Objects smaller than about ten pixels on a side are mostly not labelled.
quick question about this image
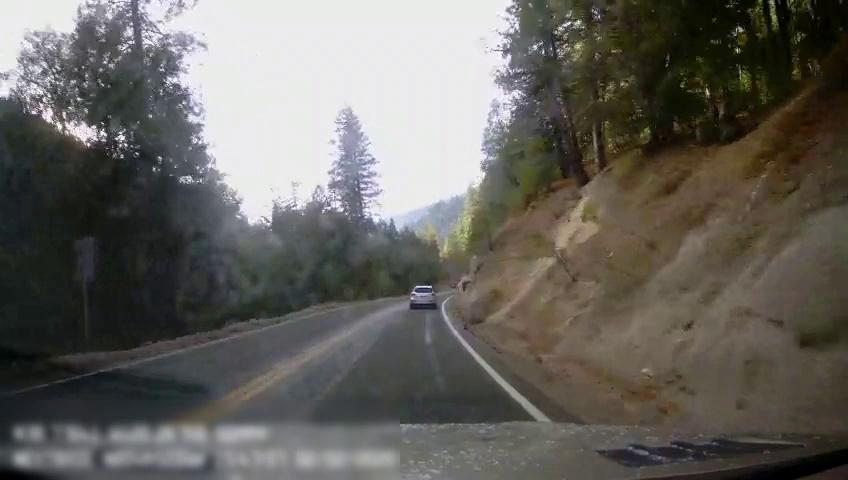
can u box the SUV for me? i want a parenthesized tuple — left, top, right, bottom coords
(409, 284, 438, 310)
